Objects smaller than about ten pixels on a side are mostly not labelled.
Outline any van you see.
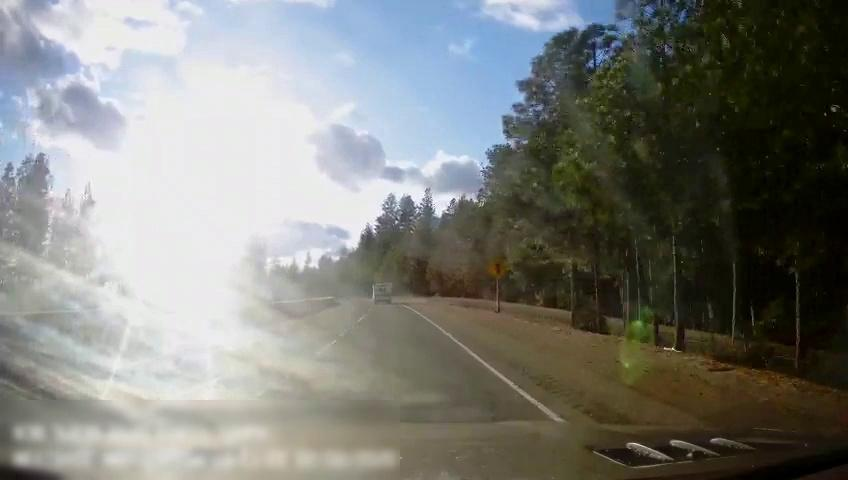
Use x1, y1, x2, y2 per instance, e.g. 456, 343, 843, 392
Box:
371, 282, 393, 304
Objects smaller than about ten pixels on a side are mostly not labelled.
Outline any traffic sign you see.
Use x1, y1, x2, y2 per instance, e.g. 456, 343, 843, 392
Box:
486, 256, 509, 279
